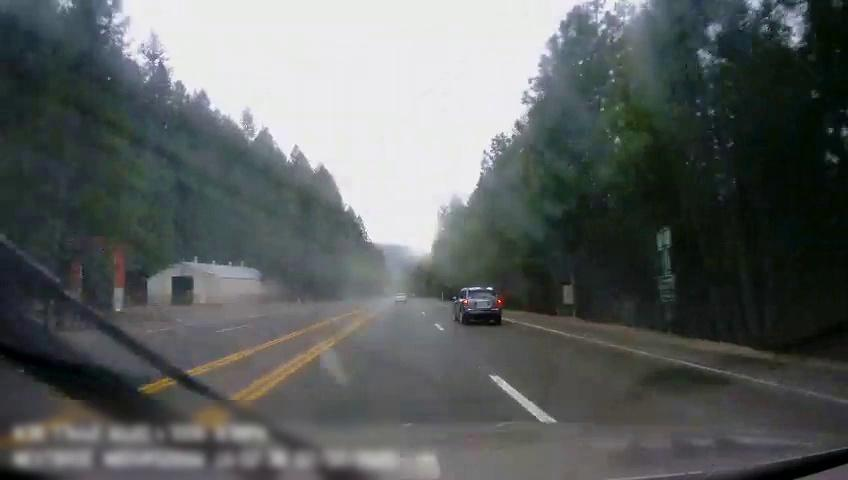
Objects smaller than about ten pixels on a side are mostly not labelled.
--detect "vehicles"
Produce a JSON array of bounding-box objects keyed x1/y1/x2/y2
[
  {"x1": 450, "y1": 286, "x2": 503, "y2": 326},
  {"x1": 394, "y1": 292, "x2": 409, "y2": 304}
]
